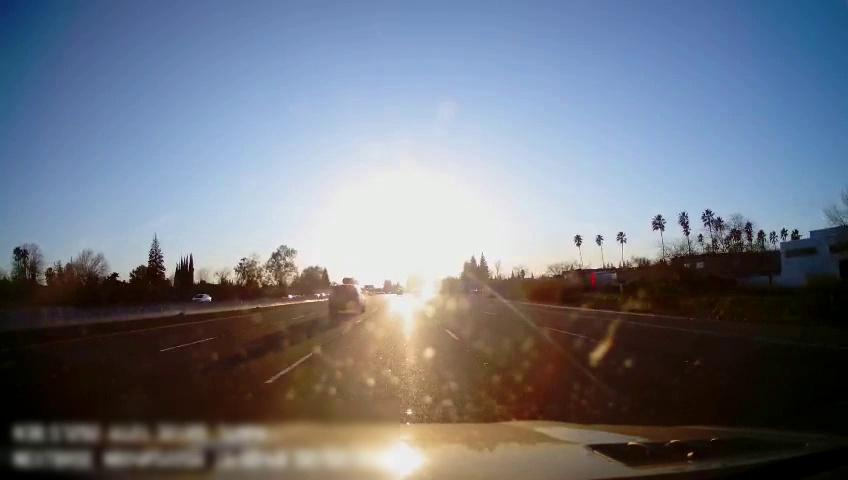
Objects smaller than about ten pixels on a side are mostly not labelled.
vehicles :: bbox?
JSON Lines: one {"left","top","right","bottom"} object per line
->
{"left": 191, "top": 293, "right": 212, "bottom": 304}
{"left": 326, "top": 276, "right": 367, "bottom": 317}
{"left": 396, "top": 289, "right": 403, "bottom": 296}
